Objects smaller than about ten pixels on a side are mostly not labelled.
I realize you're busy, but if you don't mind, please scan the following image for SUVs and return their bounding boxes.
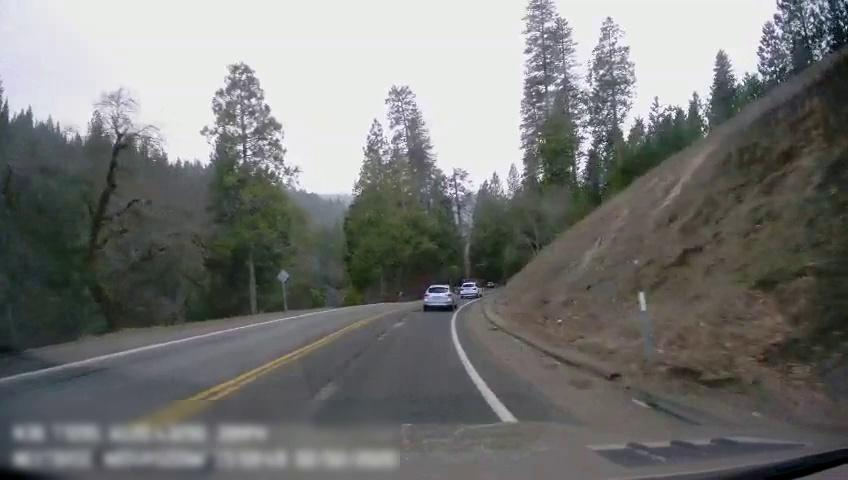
[423,285,457,312]
[460,282,482,298]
